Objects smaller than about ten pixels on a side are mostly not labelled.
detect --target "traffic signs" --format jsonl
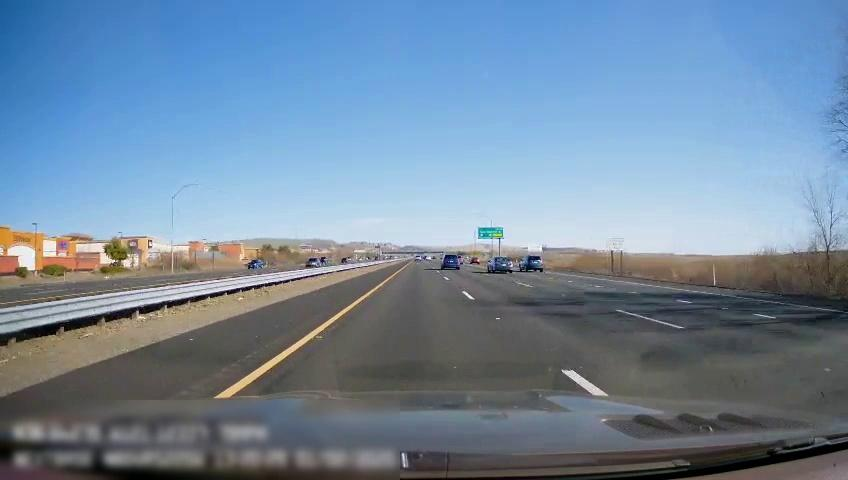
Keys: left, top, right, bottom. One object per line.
{"left": 478, "top": 226, "right": 504, "bottom": 239}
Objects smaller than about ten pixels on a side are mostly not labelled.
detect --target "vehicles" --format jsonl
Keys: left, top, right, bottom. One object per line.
{"left": 320, "top": 256, "right": 329, "bottom": 264}
{"left": 470, "top": 256, "right": 481, "bottom": 265}
{"left": 247, "top": 259, "right": 264, "bottom": 270}
{"left": 304, "top": 257, "right": 321, "bottom": 268}
{"left": 518, "top": 254, "right": 544, "bottom": 272}
{"left": 488, "top": 255, "right": 513, "bottom": 274}
{"left": 441, "top": 254, "right": 460, "bottom": 270}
